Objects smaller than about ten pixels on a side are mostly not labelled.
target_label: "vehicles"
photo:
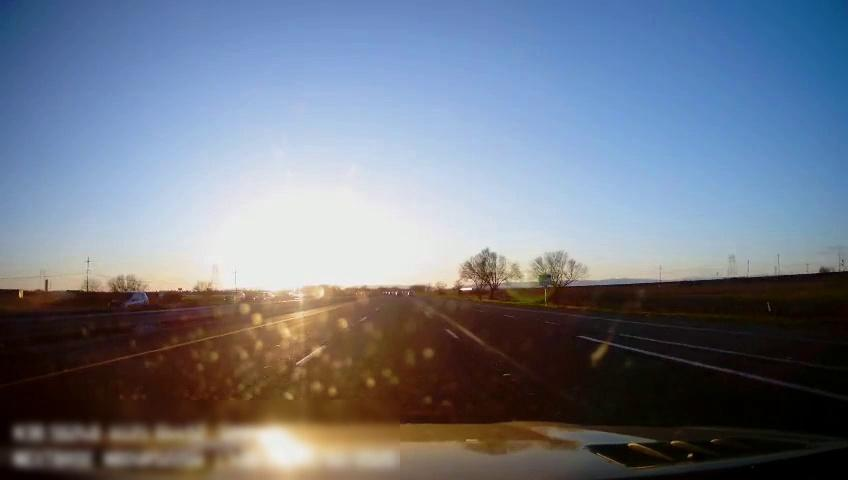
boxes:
[252,292,275,304]
[222,290,246,305]
[106,291,152,314]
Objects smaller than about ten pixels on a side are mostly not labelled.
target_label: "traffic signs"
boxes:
[539,273,552,285]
